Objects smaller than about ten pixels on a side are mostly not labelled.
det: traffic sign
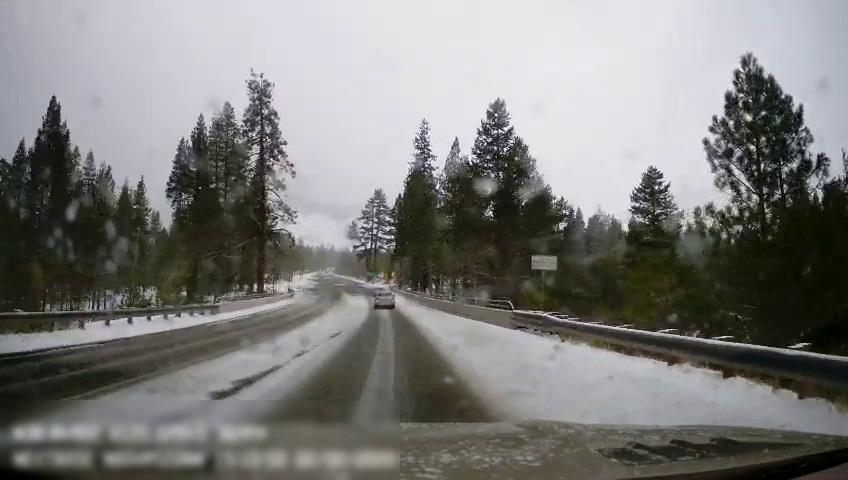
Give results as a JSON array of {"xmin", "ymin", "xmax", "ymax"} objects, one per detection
[{"xmin": 530, "ymin": 254, "xmax": 559, "ymax": 272}]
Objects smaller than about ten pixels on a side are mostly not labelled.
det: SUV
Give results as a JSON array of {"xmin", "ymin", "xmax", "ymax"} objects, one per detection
[{"xmin": 373, "ymin": 290, "xmax": 396, "ymax": 310}]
